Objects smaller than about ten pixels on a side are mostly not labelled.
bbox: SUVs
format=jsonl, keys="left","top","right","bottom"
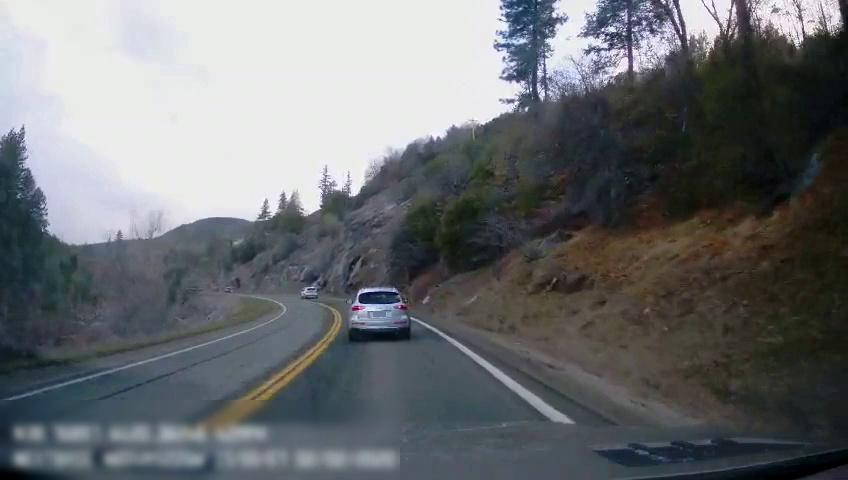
{"left": 301, "top": 286, "right": 318, "bottom": 299}
{"left": 345, "top": 287, "right": 411, "bottom": 343}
